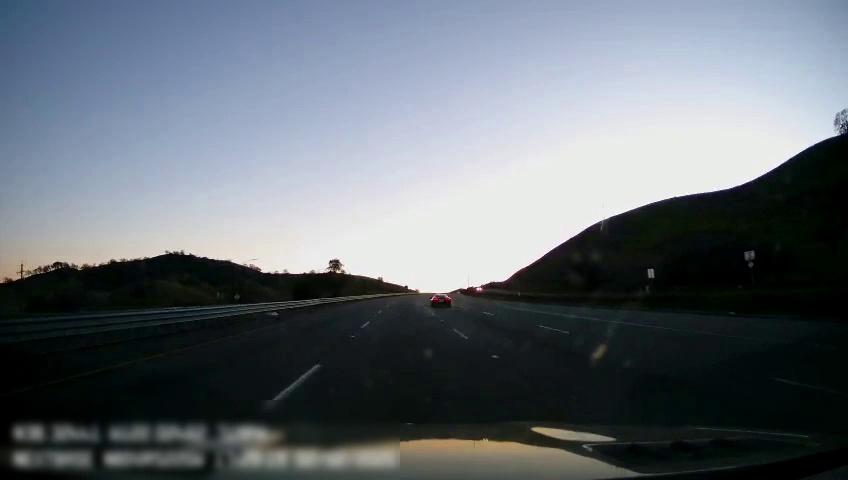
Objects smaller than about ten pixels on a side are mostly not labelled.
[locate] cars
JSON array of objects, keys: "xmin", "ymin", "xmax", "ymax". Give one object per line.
[{"xmin": 430, "ymin": 294, "xmax": 451, "ymax": 309}]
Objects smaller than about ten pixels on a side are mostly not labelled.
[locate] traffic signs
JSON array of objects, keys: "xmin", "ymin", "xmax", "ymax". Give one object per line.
[
  {"xmin": 744, "ymin": 250, "xmax": 756, "ymax": 260},
  {"xmin": 647, "ymin": 268, "xmax": 655, "ymax": 279}
]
